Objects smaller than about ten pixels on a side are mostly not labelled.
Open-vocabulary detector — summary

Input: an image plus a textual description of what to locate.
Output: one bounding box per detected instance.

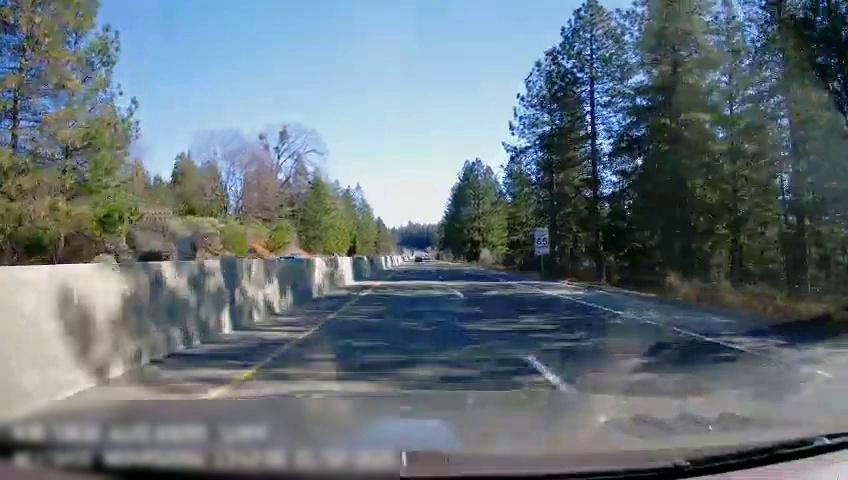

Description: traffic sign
[533,227,551,256]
